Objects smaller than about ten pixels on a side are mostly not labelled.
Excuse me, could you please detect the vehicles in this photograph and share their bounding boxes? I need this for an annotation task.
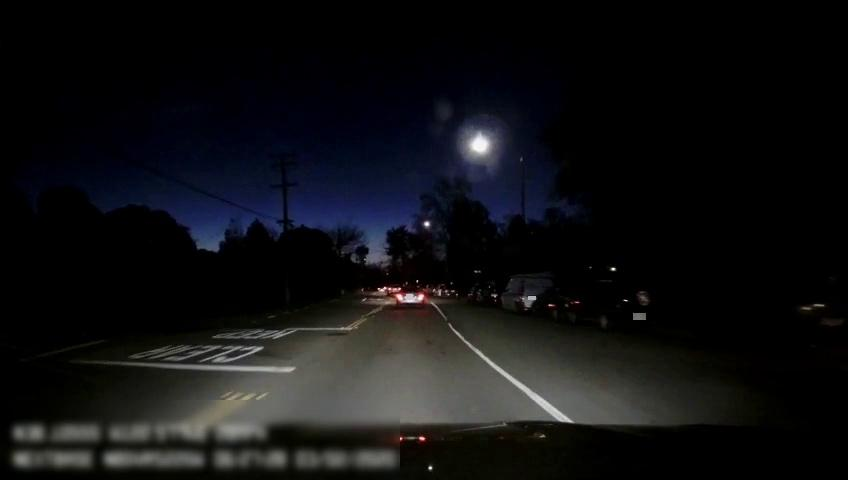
[531,292,578,322]
[566,290,653,330]
[387,284,400,296]
[495,277,556,317]
[475,285,506,306]
[395,286,426,311]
